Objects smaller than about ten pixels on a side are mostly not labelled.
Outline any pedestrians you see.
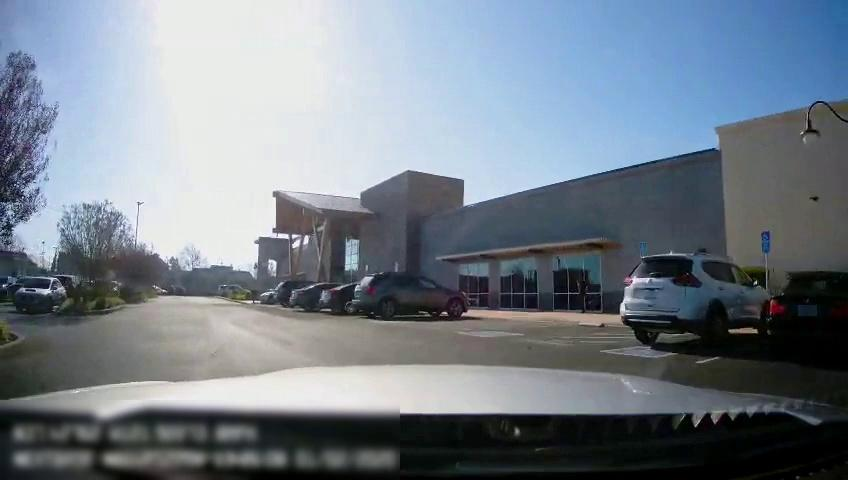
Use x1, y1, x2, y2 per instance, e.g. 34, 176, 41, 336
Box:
576, 276, 588, 314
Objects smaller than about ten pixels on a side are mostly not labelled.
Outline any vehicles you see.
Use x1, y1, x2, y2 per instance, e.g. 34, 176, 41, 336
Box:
289, 282, 356, 313
620, 254, 771, 346
219, 284, 253, 298
149, 285, 168, 296
350, 271, 468, 322
0, 275, 23, 296
763, 271, 848, 363
8, 277, 60, 298
272, 280, 322, 309
49, 274, 82, 296
320, 283, 388, 315
14, 277, 67, 311
260, 287, 299, 303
